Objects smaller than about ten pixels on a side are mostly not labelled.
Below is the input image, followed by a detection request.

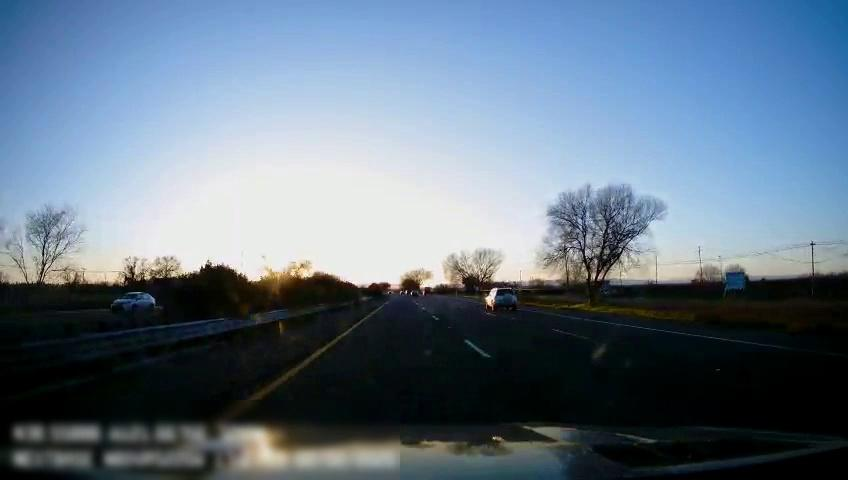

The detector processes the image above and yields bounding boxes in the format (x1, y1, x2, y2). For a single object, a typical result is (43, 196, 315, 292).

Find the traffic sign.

(723, 271, 746, 291)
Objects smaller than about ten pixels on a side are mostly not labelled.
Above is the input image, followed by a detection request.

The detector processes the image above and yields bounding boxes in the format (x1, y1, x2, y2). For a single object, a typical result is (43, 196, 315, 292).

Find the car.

(110, 291, 156, 315)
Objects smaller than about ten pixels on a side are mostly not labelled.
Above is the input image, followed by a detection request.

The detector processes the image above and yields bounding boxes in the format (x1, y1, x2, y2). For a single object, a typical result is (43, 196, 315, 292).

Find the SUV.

(484, 287, 518, 313)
